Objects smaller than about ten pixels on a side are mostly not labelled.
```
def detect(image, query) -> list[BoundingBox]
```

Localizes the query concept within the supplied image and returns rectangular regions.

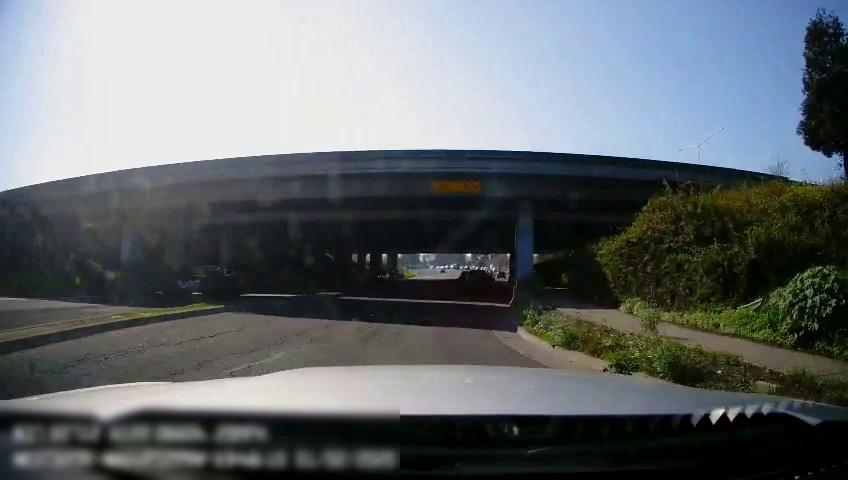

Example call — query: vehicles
[496,270,506,279]
[455,270,472,285]
[175,263,241,298]
[468,268,493,288]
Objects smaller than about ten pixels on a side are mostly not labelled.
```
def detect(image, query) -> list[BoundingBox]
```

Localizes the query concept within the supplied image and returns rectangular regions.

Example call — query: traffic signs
[430,178,482,194]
